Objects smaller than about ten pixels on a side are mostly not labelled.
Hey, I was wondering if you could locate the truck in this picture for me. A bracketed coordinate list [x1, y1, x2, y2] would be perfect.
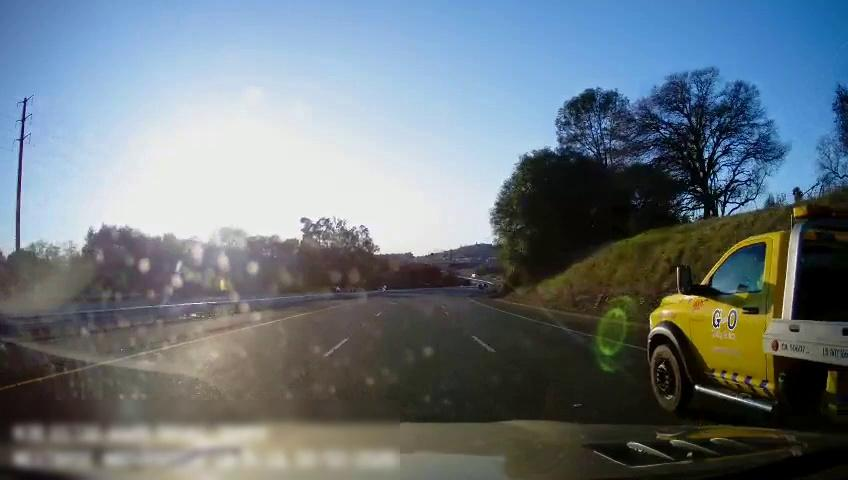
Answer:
[646, 202, 848, 435]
